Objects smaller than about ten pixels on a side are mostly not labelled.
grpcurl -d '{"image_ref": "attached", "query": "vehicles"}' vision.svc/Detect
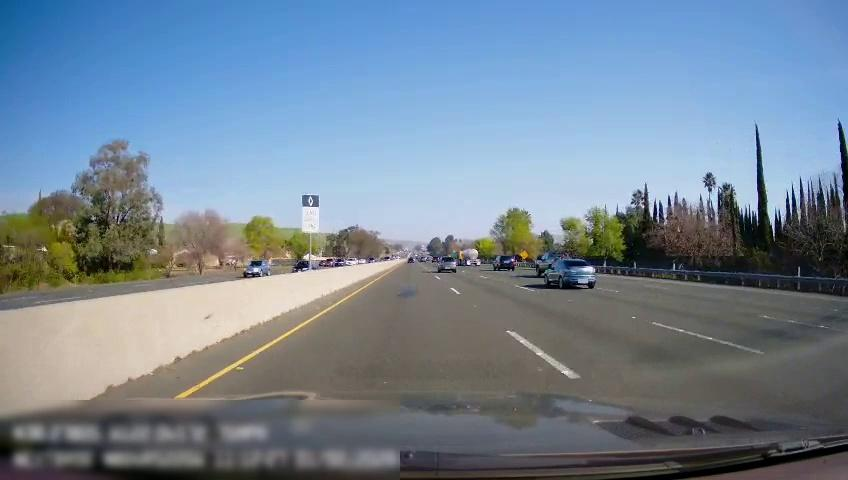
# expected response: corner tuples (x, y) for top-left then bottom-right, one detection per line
(493, 255), (516, 272)
(323, 258), (336, 268)
(242, 260), (273, 278)
(346, 257), (360, 264)
(333, 258), (346, 268)
(537, 249), (574, 277)
(437, 256), (456, 273)
(292, 260), (313, 272)
(458, 248), (481, 266)
(544, 258), (596, 289)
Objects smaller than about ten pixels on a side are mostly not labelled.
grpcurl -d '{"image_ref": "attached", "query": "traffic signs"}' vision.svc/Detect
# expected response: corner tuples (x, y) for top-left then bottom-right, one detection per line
(519, 249), (529, 260)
